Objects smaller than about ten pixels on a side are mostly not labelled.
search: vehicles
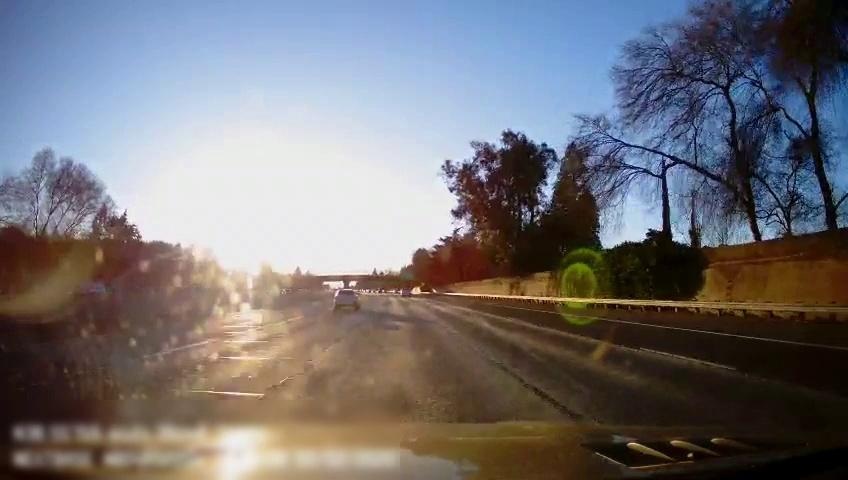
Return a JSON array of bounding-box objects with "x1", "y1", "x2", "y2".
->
[
  {"x1": 400, "y1": 286, "x2": 412, "y2": 297},
  {"x1": 334, "y1": 288, "x2": 362, "y2": 311}
]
